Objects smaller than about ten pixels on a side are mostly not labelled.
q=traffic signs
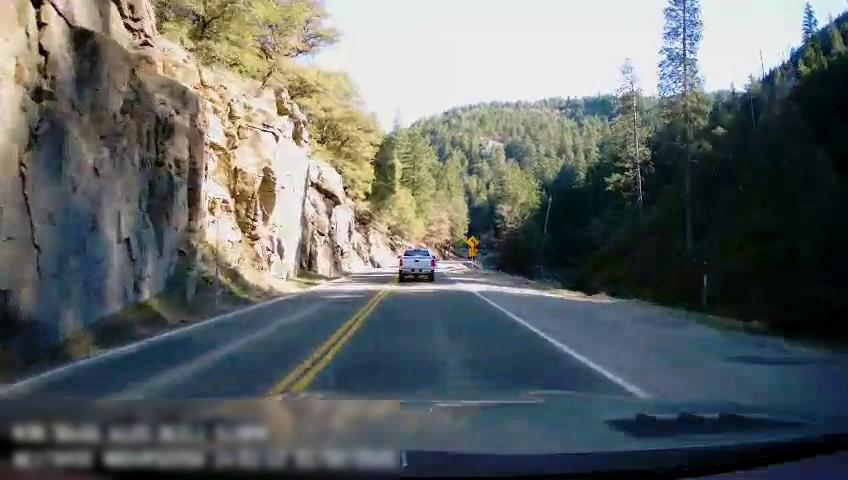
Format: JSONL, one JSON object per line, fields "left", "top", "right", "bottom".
{"left": 468, "top": 247, "right": 477, "bottom": 258}
{"left": 466, "top": 235, "right": 480, "bottom": 248}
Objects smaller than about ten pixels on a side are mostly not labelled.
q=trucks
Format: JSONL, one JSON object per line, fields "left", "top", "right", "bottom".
{"left": 397, "top": 249, "right": 435, "bottom": 282}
